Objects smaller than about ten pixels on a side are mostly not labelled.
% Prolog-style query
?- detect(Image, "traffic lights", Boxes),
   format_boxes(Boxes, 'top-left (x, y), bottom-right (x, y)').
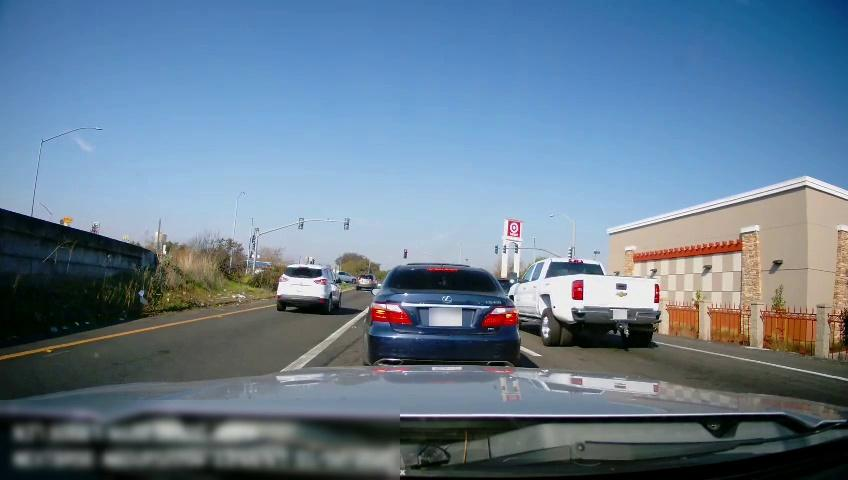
top-left (494, 244), bottom-right (499, 255)
top-left (567, 247), bottom-right (573, 261)
top-left (502, 243), bottom-right (507, 255)
top-left (403, 248), bottom-right (408, 260)
top-left (297, 217), bottom-right (305, 230)
top-left (513, 242), bottom-right (519, 256)
top-left (343, 217), bottom-right (350, 231)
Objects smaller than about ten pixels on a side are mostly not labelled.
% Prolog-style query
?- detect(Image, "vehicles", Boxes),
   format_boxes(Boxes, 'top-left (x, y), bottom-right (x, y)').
top-left (333, 271), bottom-right (352, 284)
top-left (355, 274), bottom-right (377, 291)
top-left (275, 263), bottom-right (342, 315)
top-left (502, 256), bottom-right (665, 346)
top-left (491, 278), bottom-right (515, 298)
top-left (361, 262), bottom-right (522, 367)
